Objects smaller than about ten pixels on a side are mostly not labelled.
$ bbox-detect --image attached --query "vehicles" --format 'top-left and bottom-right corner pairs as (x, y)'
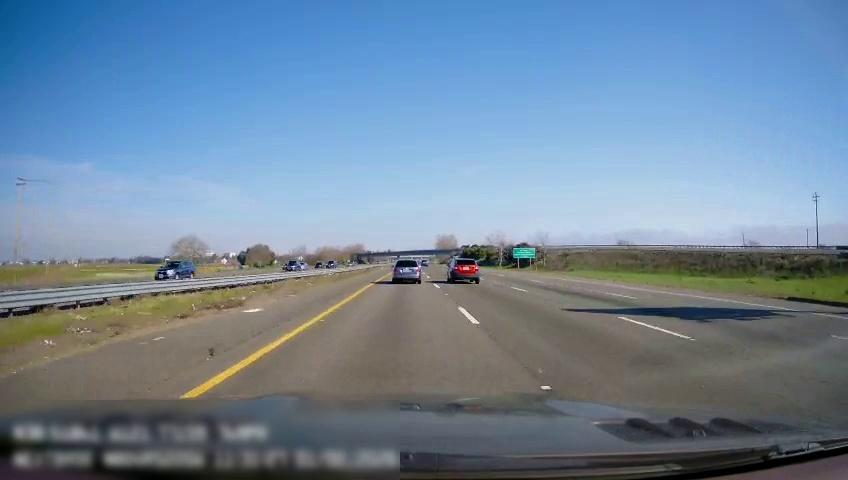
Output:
(391, 260), (422, 285)
(285, 260), (302, 272)
(325, 260), (336, 269)
(446, 257), (480, 284)
(154, 259), (196, 281)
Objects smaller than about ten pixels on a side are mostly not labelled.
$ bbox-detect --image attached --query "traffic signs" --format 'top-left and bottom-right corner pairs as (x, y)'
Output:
(513, 247), (536, 259)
